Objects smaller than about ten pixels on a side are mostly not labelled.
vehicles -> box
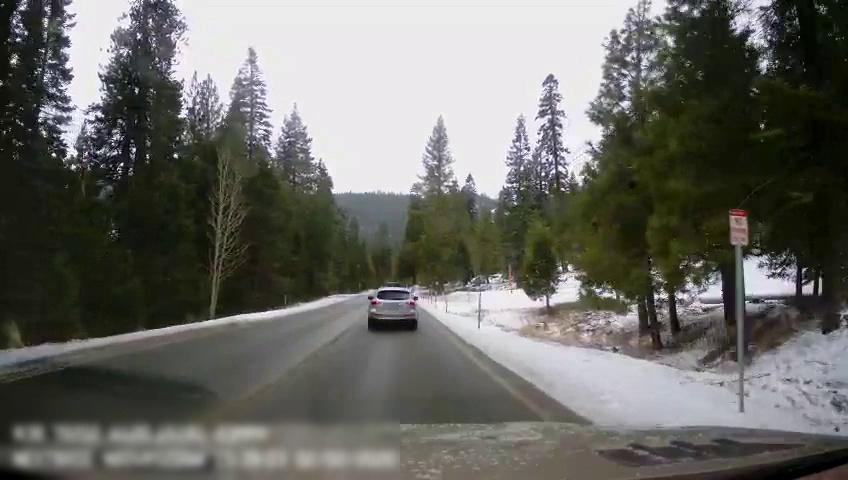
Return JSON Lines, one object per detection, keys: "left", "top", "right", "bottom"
{"left": 382, "top": 282, "right": 403, "bottom": 288}
{"left": 367, "top": 287, "right": 419, "bottom": 330}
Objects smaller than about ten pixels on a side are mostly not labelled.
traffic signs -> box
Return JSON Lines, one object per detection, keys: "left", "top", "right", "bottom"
{"left": 729, "top": 208, "right": 749, "bottom": 246}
